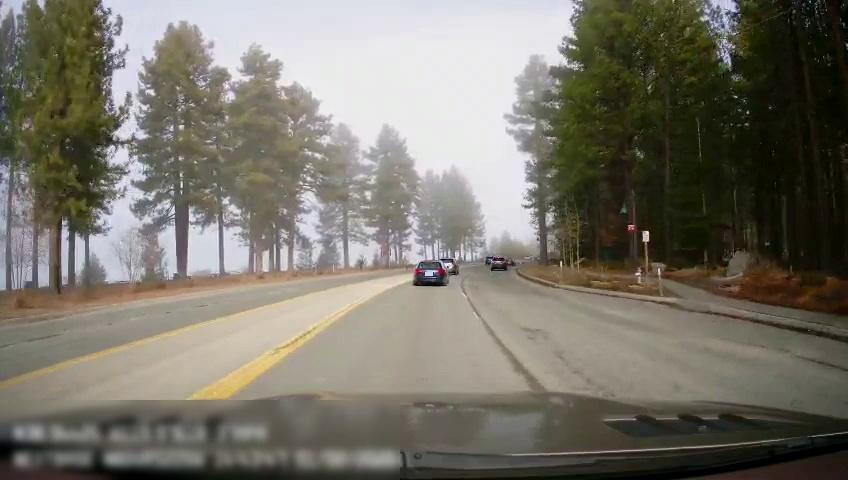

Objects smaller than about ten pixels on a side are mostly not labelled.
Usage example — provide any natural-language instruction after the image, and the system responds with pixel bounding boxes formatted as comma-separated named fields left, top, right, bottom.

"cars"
left=440, top=259, right=458, bottom=274
left=413, top=260, right=447, bottom=286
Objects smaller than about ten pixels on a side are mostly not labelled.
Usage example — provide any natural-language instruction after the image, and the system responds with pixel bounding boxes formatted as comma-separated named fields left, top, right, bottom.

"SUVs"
left=491, top=257, right=508, bottom=271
